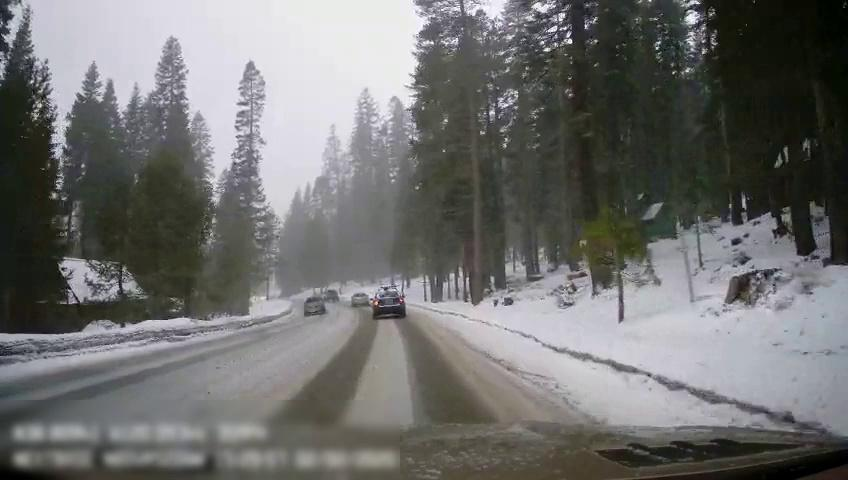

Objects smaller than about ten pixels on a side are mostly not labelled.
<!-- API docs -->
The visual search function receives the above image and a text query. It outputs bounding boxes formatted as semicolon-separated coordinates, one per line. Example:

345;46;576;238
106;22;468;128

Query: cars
350;292;370;306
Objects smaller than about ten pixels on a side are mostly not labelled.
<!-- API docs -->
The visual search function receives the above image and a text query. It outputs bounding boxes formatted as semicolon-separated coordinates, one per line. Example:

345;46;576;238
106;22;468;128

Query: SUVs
369;285;407;319
324;289;340;302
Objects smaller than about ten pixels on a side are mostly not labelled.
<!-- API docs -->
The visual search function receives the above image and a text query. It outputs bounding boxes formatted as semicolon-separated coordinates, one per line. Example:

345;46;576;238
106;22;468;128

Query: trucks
303;296;326;316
